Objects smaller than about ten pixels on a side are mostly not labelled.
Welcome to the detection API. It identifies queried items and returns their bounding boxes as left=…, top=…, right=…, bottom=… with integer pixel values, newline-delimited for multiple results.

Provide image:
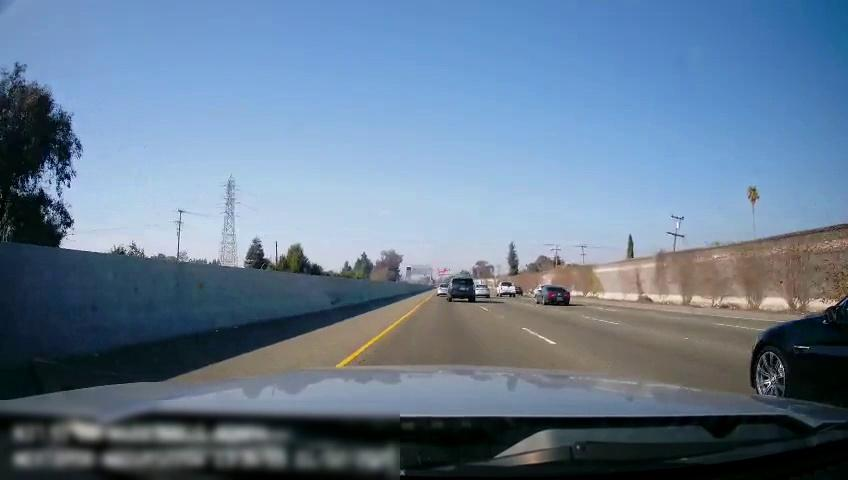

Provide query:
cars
left=436, top=283, right=449, bottom=297
left=474, top=284, right=490, bottom=298
left=747, top=294, right=848, bottom=405
left=535, top=286, right=570, bottom=306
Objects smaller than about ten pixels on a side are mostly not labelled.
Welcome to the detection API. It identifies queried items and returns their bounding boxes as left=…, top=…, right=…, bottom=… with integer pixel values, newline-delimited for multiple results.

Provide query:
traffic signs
left=406, top=266, right=412, bottom=277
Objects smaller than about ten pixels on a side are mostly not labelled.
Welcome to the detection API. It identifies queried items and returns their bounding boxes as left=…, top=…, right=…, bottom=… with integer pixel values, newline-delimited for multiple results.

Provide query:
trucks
left=496, top=281, right=516, bottom=296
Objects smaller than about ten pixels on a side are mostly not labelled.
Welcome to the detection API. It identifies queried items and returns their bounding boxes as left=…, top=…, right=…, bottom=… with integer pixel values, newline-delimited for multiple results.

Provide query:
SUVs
left=447, top=277, right=475, bottom=302
left=534, top=284, right=553, bottom=298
